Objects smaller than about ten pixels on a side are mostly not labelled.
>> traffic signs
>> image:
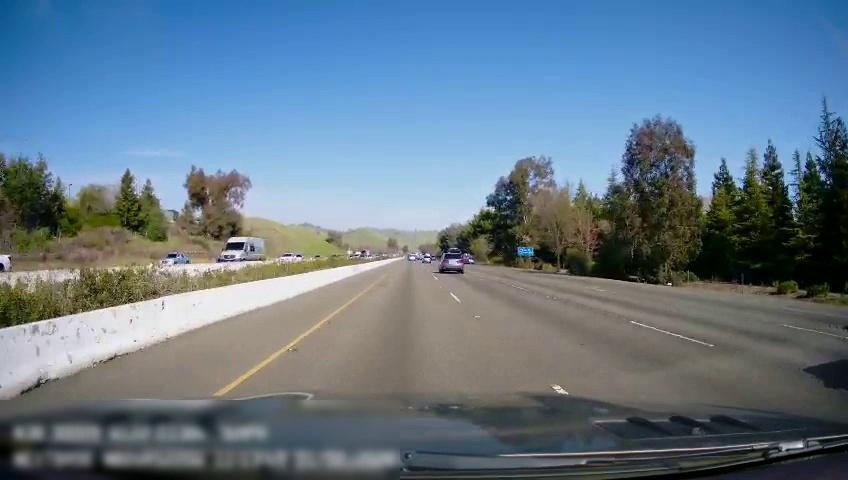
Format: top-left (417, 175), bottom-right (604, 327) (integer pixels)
top-left (517, 246), bottom-right (535, 257)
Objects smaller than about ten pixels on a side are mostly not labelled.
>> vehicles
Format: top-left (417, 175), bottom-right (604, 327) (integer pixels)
top-left (421, 256), bottom-right (432, 264)
top-left (278, 252), bottom-right (298, 262)
top-left (439, 252), bottom-right (465, 274)
top-left (0, 253), bottom-right (13, 273)
top-left (447, 247), bottom-right (462, 256)
top-left (217, 236), bottom-right (266, 264)
top-left (461, 252), bottom-right (475, 265)
top-left (158, 252), bottom-right (193, 266)
top-left (360, 249), bottom-right (371, 257)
